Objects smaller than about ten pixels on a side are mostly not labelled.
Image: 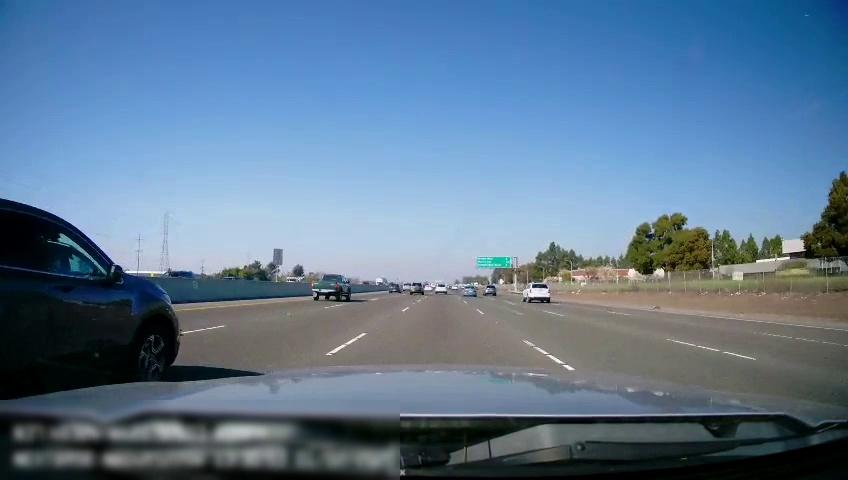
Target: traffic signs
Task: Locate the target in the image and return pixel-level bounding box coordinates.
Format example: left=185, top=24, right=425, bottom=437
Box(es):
left=476, top=255, right=513, bottom=270
left=272, top=247, right=284, bottom=266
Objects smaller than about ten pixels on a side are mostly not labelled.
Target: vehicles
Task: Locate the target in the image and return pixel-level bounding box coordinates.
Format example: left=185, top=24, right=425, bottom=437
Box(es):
left=157, top=270, right=203, bottom=281
left=311, top=273, right=352, bottom=301
left=462, top=285, right=478, bottom=297
left=375, top=277, right=388, bottom=286
left=522, top=282, right=552, bottom=304
left=483, top=285, right=497, bottom=296
left=388, top=283, right=401, bottom=294
left=285, top=276, right=305, bottom=284
left=359, top=281, right=372, bottom=286
left=409, top=281, right=424, bottom=295
left=434, top=283, right=448, bottom=295
left=0, top=197, right=181, bottom=401
left=222, top=276, right=243, bottom=281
